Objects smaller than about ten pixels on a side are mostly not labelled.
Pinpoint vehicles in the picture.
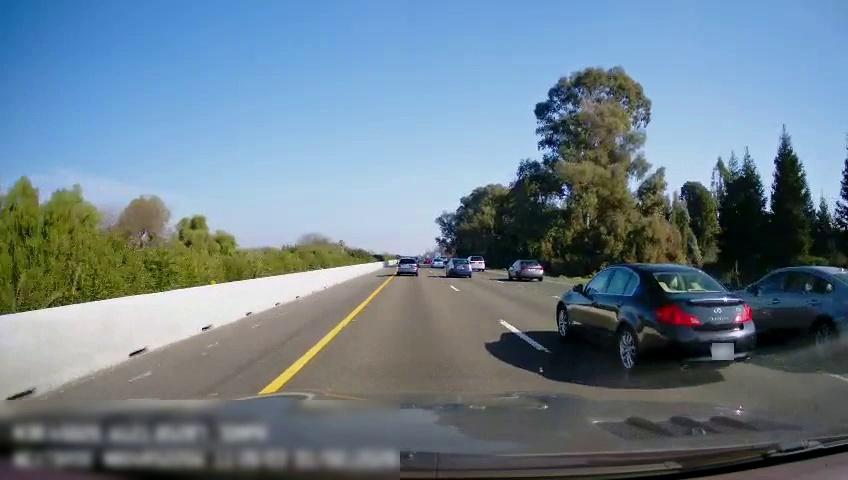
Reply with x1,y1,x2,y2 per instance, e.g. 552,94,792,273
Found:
553,263,757,377
430,257,445,269
506,259,544,283
423,257,433,265
396,257,420,276
731,265,848,370
444,258,473,278
468,257,486,272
